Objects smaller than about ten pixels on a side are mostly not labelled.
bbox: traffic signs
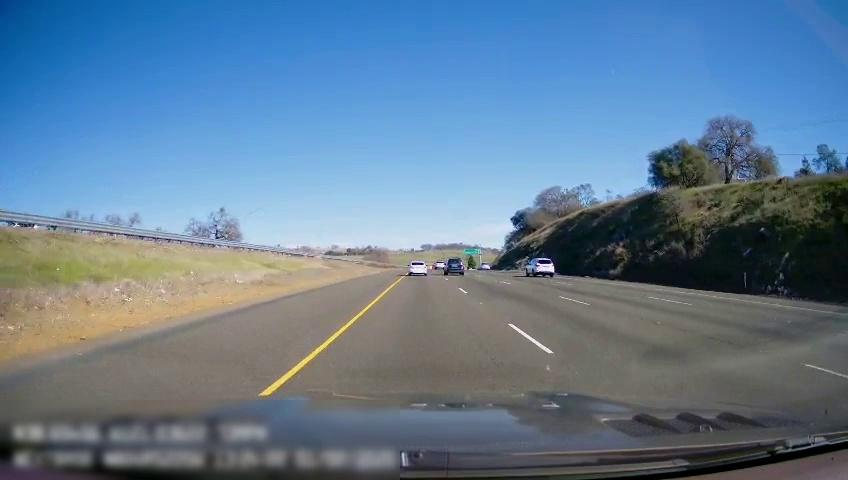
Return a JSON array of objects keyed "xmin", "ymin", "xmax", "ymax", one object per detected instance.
[{"xmin": 463, "ymin": 248, "xmax": 481, "ymax": 256}]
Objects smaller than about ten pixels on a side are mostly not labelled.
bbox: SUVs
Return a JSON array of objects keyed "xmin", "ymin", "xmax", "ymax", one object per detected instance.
[
  {"xmin": 443, "ymin": 258, "xmax": 465, "ymax": 275},
  {"xmin": 526, "ymin": 257, "xmax": 554, "ymax": 277},
  {"xmin": 434, "ymin": 261, "xmax": 446, "ymax": 270}
]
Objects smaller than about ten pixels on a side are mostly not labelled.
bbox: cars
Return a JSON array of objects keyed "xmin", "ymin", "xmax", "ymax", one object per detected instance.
[
  {"xmin": 479, "ymin": 263, "xmax": 491, "ymax": 272},
  {"xmin": 407, "ymin": 261, "xmax": 428, "ymax": 276}
]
